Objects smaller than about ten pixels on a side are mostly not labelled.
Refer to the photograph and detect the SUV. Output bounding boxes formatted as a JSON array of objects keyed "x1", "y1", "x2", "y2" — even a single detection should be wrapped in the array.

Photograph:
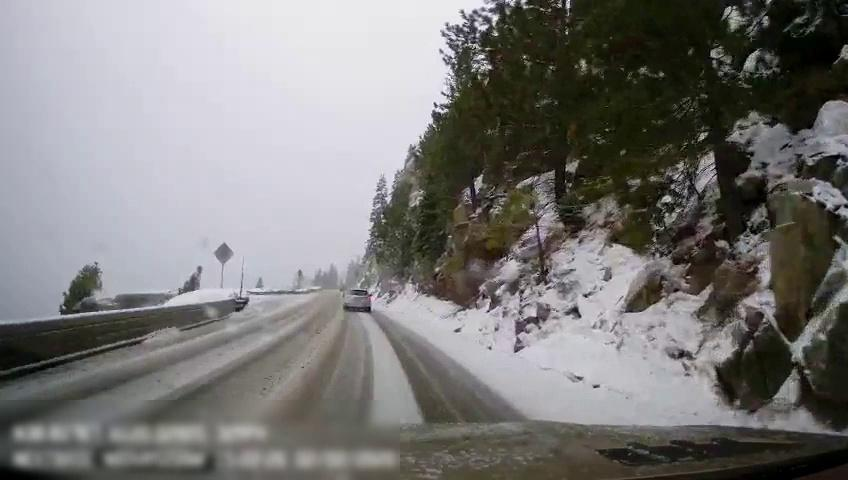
[{"x1": 341, "y1": 288, "x2": 374, "y2": 313}]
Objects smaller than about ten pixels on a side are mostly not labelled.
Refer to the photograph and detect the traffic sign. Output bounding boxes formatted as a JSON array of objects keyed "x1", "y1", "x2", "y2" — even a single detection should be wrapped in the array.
[{"x1": 214, "y1": 243, "x2": 233, "y2": 265}]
